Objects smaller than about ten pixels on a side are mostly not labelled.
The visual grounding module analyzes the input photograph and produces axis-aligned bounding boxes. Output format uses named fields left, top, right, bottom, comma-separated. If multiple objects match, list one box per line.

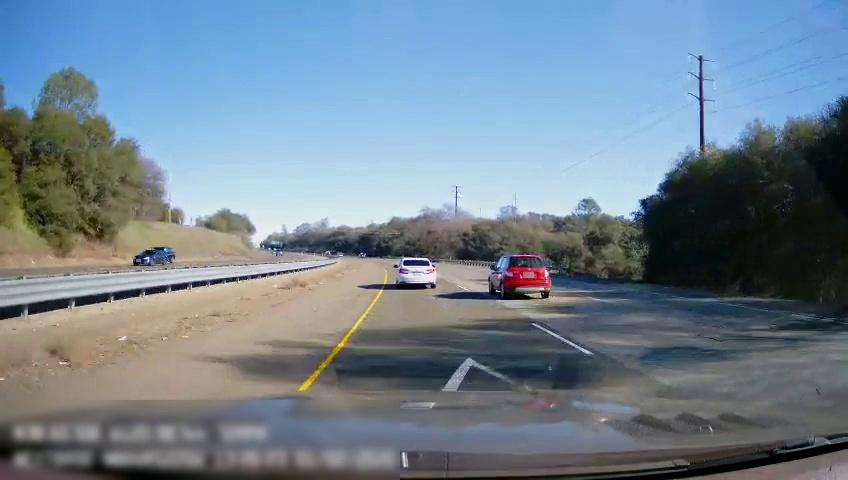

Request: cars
left=132, top=249, right=170, bottom=268
left=393, top=257, right=436, bottom=289
left=487, top=254, right=553, bottom=299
